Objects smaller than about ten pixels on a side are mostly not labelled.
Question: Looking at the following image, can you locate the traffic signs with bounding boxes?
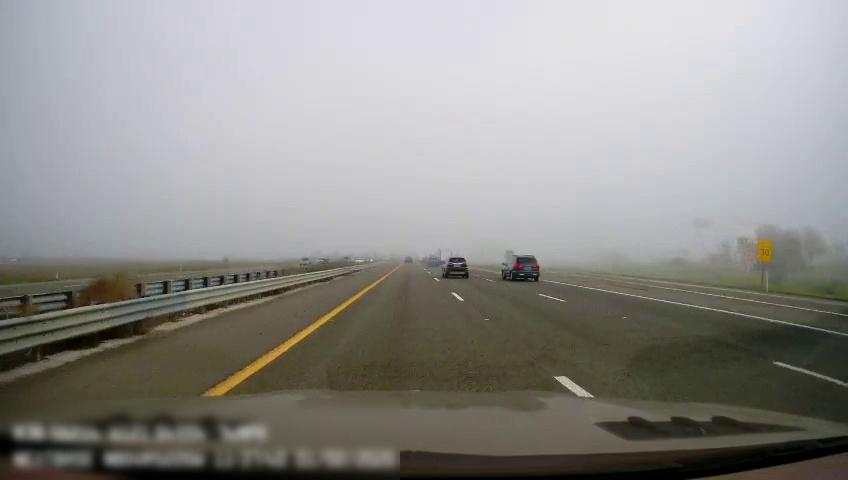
[756,239,774,265]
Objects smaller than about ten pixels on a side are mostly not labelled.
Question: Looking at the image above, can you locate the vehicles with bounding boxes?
[315,257,330,264]
[441,255,470,279]
[439,250,453,265]
[500,253,541,282]
[298,257,313,266]
[425,256,440,268]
